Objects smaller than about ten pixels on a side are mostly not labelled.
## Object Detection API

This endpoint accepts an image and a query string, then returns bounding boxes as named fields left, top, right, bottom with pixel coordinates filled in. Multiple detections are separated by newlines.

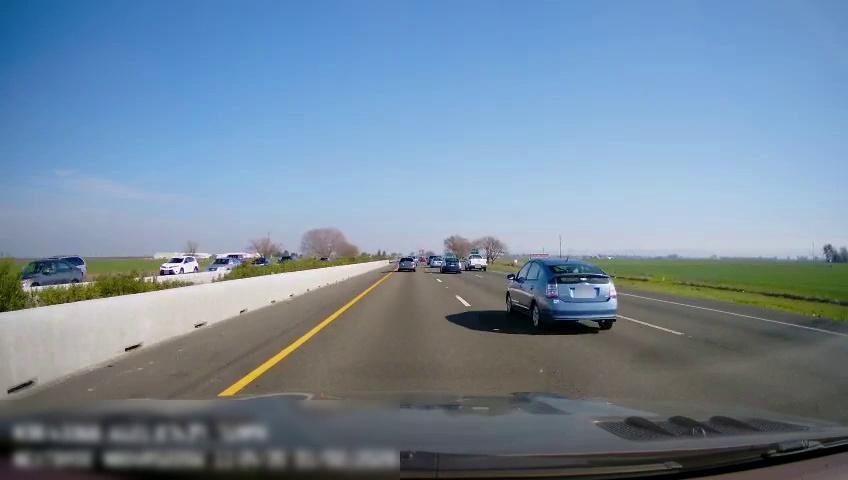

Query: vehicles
left=252, top=258, right=273, bottom=267
left=277, top=256, right=297, bottom=264
left=464, top=253, right=488, bottom=272
left=430, top=257, right=442, bottom=269
left=20, top=258, right=84, bottom=288
left=439, top=257, right=462, bottom=274
left=207, top=258, right=241, bottom=272
left=159, top=256, right=200, bottom=276
left=61, top=257, right=85, bottom=274
left=398, top=256, right=416, bottom=272
left=505, top=258, right=618, bottom=331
